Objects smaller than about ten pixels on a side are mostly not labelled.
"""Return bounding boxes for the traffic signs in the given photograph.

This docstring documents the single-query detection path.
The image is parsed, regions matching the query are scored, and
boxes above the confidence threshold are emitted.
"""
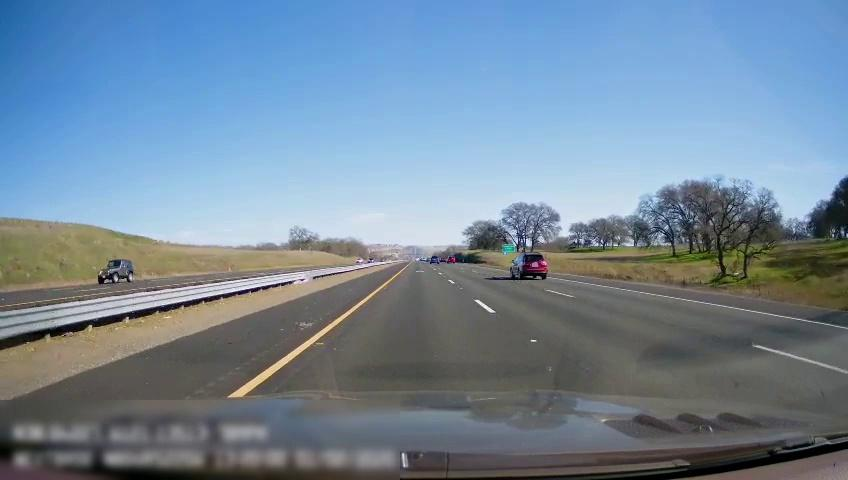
[502,243,516,253]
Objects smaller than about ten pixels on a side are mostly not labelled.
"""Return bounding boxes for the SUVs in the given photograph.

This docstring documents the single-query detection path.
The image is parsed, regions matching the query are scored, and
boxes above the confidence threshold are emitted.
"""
[97,259,137,284]
[509,252,549,280]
